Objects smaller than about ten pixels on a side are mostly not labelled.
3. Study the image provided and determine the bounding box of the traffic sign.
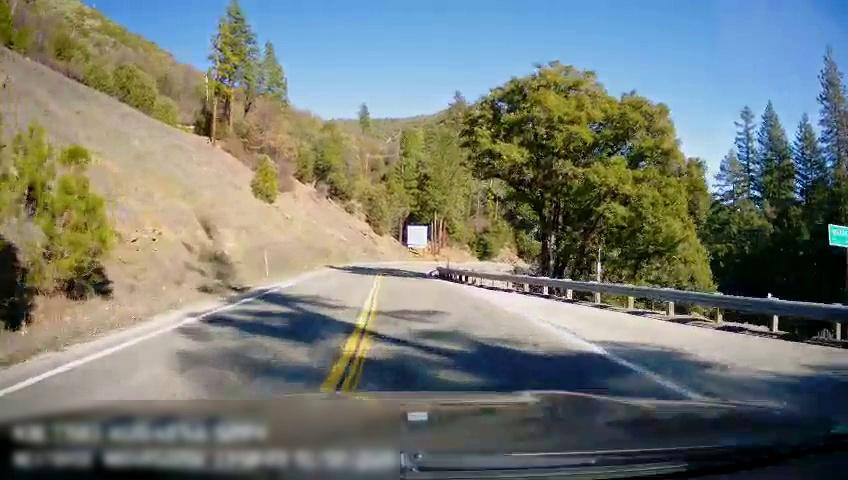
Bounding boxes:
[827,224,848,248]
